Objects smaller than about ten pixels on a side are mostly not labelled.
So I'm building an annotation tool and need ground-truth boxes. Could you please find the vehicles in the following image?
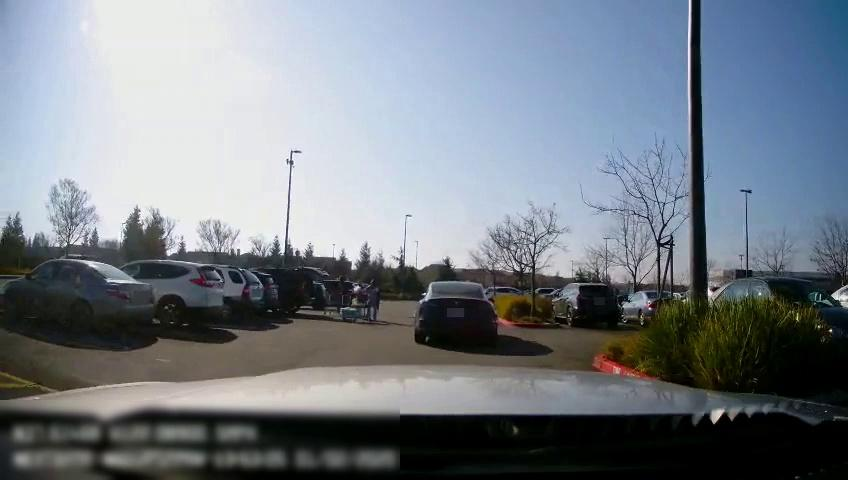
[7,258,160,327]
[710,273,848,346]
[117,259,227,326]
[487,287,520,301]
[829,285,848,315]
[59,254,100,262]
[552,282,619,329]
[621,288,676,328]
[218,264,266,308]
[413,280,499,347]
[254,272,280,304]
[256,264,321,306]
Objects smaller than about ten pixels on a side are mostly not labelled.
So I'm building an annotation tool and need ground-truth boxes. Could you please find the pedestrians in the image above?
[366,278,379,322]
[355,280,368,305]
